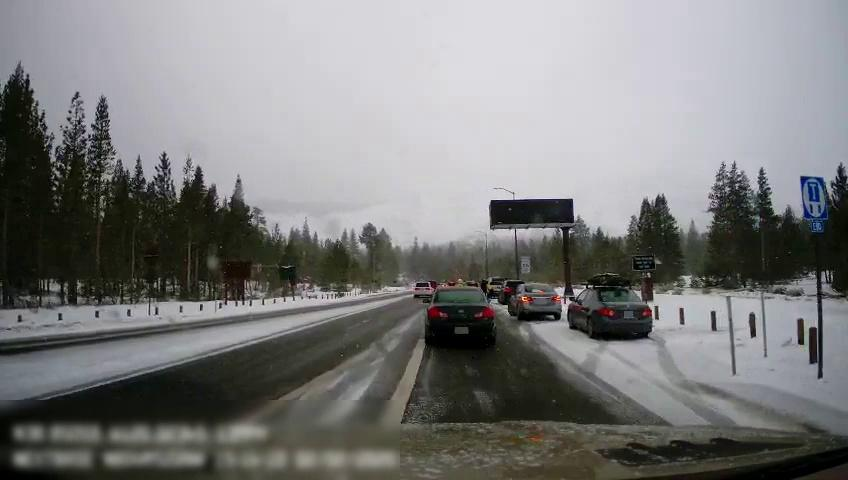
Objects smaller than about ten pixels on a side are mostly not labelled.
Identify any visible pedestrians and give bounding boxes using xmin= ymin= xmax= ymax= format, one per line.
xmin=480 ymin=278 xmax=488 ymax=298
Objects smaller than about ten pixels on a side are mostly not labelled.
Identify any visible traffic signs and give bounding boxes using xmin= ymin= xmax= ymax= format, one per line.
xmin=520 ymin=255 xmax=531 ymax=275
xmin=630 ymin=254 xmax=657 ymax=272
xmin=799 ymin=174 xmax=830 ymax=222
xmin=810 ymin=221 xmax=825 ymax=234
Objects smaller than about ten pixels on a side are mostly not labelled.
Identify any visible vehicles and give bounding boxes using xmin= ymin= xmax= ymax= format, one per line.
xmin=507 ymin=282 xmax=563 ymax=321
xmin=413 ymin=281 xmax=434 ymax=297
xmin=497 ymin=278 xmax=525 ymax=305
xmin=566 ymin=271 xmax=653 ymax=340
xmin=423 ymin=286 xmax=496 ymax=348
xmin=466 ymin=279 xmax=479 ymax=287
xmin=486 ymin=275 xmax=510 ymax=298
